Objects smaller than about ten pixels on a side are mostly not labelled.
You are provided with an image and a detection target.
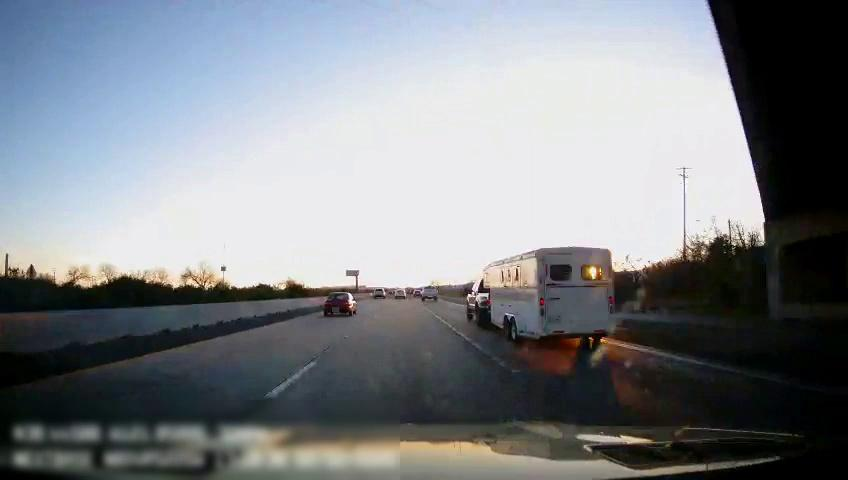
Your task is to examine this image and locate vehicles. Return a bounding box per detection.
[323,291,358,317]
[421,287,439,302]
[483,247,616,349]
[394,288,407,299]
[373,288,386,299]
[464,278,491,327]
